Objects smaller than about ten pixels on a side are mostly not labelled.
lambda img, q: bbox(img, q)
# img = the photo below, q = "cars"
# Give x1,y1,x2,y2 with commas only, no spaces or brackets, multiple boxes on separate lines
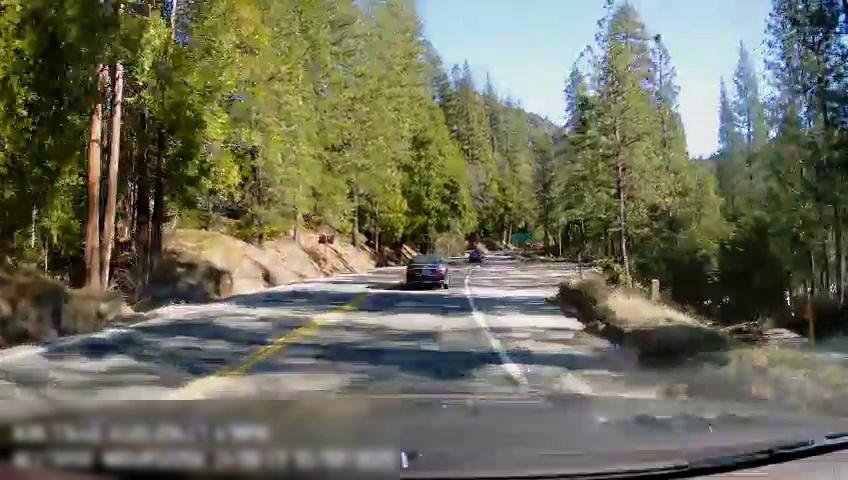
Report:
468,249,484,264
406,254,450,290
